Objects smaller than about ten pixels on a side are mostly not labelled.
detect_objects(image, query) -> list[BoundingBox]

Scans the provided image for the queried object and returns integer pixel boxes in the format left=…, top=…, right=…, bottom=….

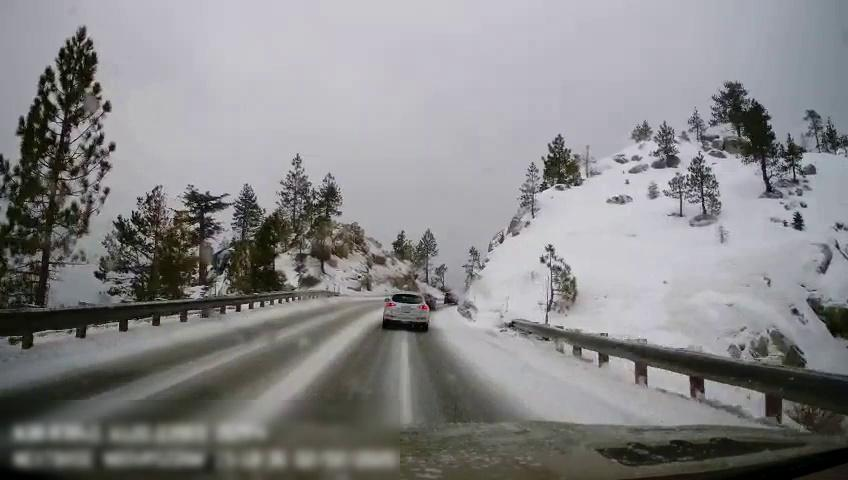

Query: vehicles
left=422, top=292, right=437, bottom=311
left=443, top=292, right=460, bottom=305
left=382, top=293, right=429, bottom=331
